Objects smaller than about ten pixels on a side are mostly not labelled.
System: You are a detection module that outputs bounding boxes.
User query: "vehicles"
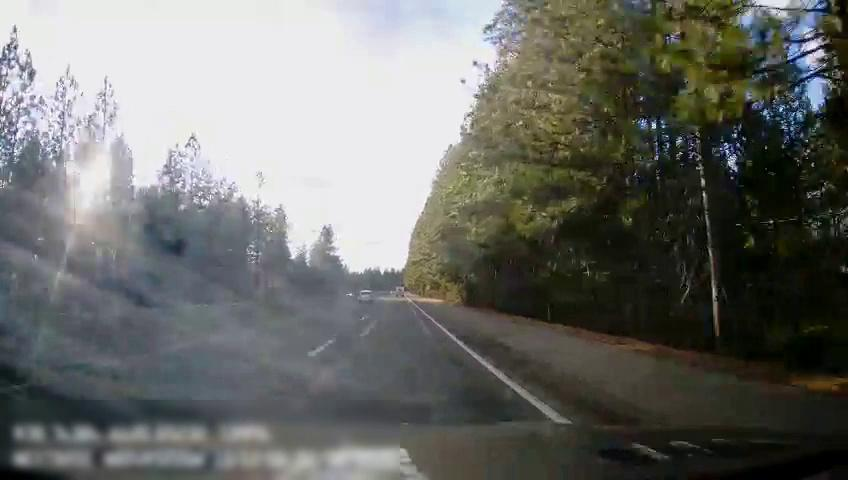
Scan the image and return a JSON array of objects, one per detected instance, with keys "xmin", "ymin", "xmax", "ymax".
[
  {"xmin": 357, "ymin": 290, "xmax": 374, "ymax": 304},
  {"xmin": 395, "ymin": 286, "xmax": 405, "ymax": 298}
]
